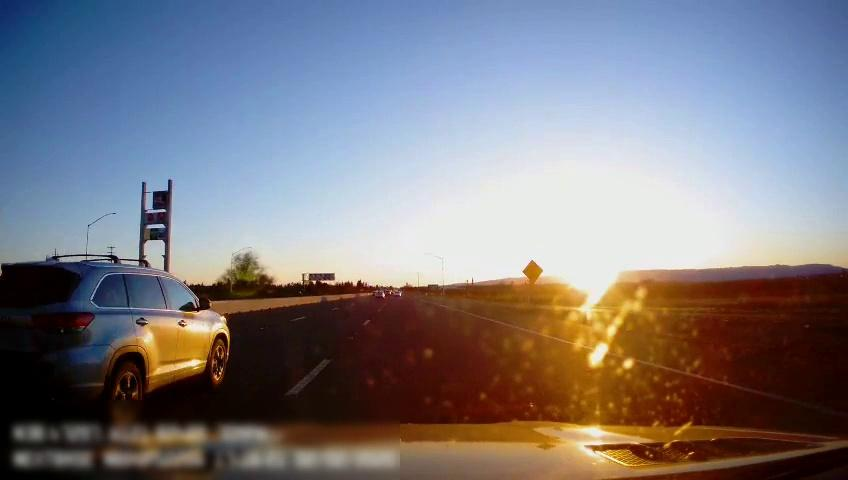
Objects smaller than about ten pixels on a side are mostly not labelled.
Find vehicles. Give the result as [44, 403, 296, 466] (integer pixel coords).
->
[374, 290, 386, 300]
[0, 255, 231, 430]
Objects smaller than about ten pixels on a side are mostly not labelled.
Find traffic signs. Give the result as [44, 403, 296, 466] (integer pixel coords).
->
[521, 259, 544, 283]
